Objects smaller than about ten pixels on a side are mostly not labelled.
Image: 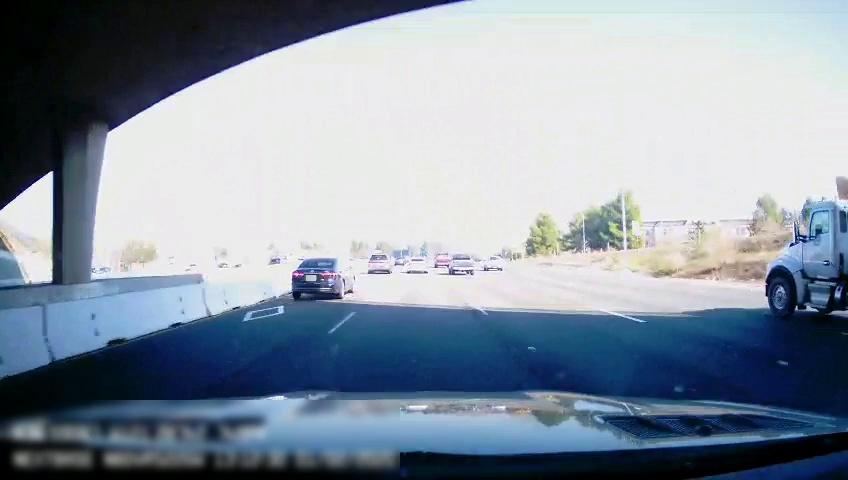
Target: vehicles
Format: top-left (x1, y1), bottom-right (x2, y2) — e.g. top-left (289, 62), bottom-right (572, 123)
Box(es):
top-left (367, 254), bottom-right (392, 275)
top-left (763, 173), bottom-right (848, 318)
top-left (483, 255), bottom-right (504, 272)
top-left (291, 256), bottom-right (357, 301)
top-left (407, 257), bottom-right (428, 274)
top-left (394, 257), bottom-right (406, 267)
top-left (265, 255), bottom-right (288, 271)
top-left (433, 252), bottom-right (450, 269)
top-left (0, 248), bottom-right (19, 287)
top-left (447, 254), bottom-right (474, 276)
